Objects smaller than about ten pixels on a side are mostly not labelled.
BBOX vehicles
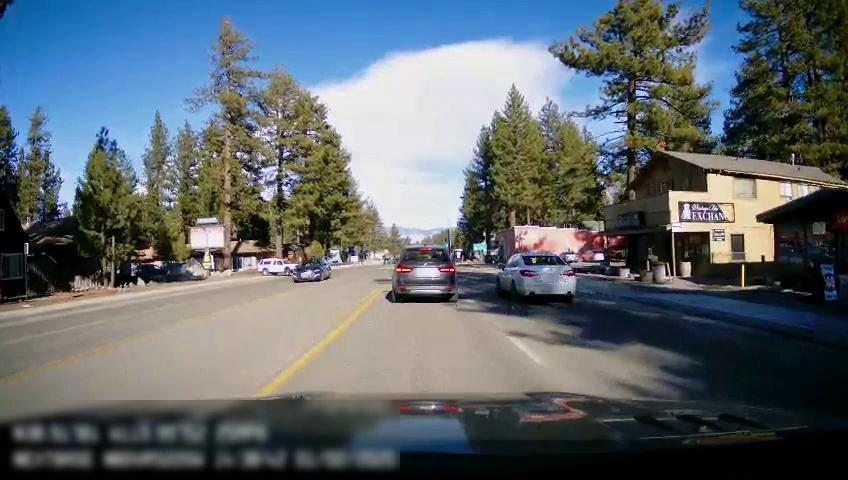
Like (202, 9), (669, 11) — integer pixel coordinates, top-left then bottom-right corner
(590, 249), (605, 262)
(559, 251), (577, 264)
(293, 260), (330, 283)
(257, 257), (297, 275)
(497, 253), (577, 304)
(391, 247), (456, 303)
